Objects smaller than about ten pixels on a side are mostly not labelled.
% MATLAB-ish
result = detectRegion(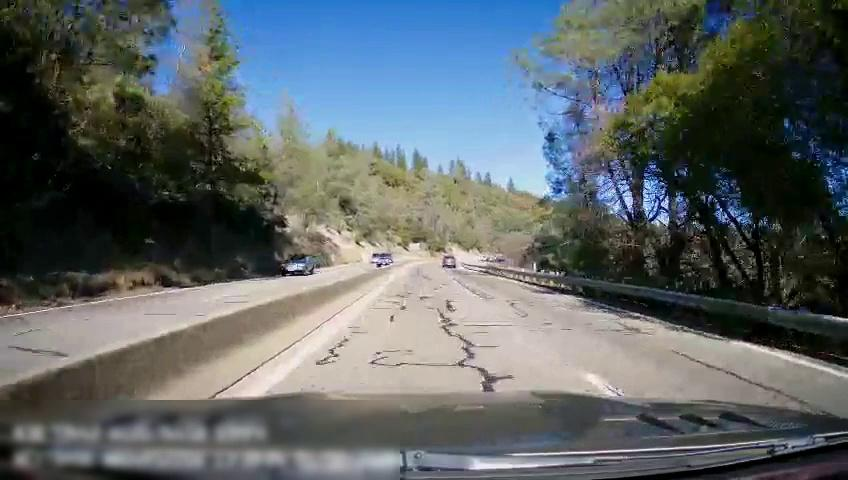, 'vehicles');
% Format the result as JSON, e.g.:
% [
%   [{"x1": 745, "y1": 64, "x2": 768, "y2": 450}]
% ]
[
  {"x1": 369, "y1": 252, "x2": 381, "y2": 264},
  {"x1": 375, "y1": 252, "x2": 393, "y2": 268},
  {"x1": 280, "y1": 253, "x2": 315, "y2": 277},
  {"x1": 442, "y1": 255, "x2": 457, "y2": 268}
]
